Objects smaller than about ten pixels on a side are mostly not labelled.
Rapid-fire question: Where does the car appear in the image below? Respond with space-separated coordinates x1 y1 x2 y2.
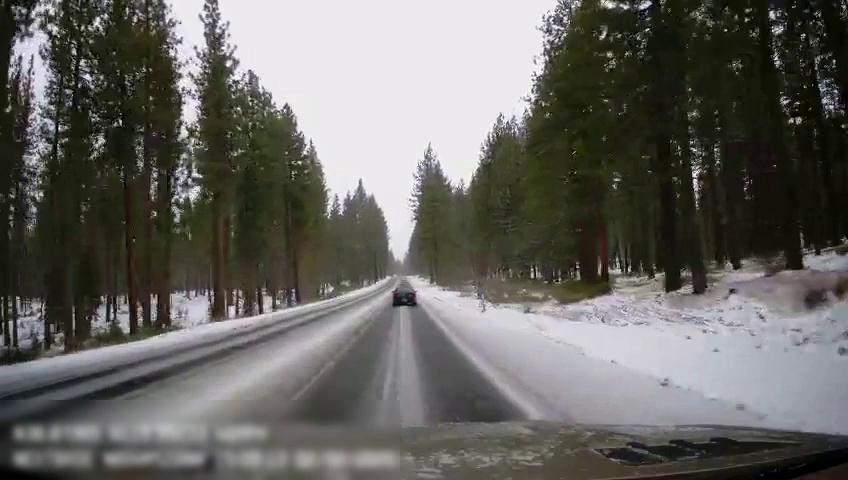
391 285 418 307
